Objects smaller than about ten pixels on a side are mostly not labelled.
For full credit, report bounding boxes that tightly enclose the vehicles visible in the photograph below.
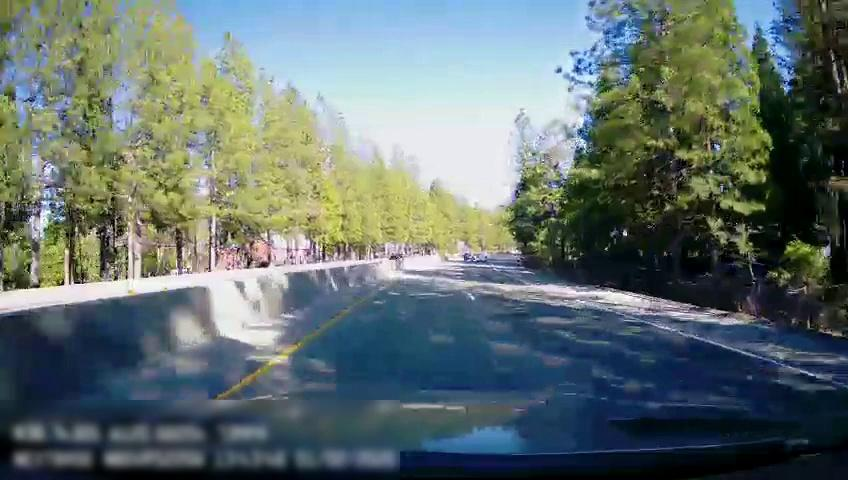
[463,251,476,261]
[388,251,407,261]
[477,255,490,265]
